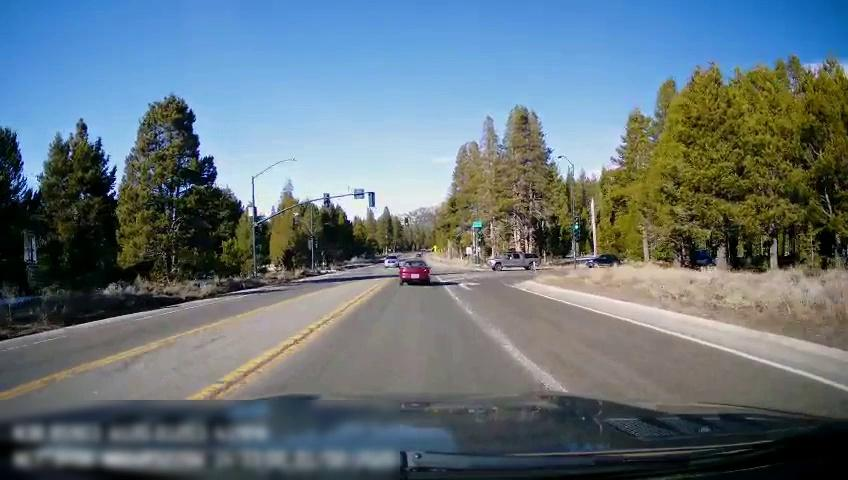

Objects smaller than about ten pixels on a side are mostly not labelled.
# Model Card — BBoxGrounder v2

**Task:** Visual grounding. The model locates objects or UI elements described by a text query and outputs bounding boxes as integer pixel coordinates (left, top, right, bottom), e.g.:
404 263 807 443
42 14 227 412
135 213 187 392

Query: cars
399 260 431 285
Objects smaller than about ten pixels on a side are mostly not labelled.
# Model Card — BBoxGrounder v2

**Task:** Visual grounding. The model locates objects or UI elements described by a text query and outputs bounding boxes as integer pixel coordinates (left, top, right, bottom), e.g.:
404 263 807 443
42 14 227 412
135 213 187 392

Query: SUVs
384 255 400 268
584 254 621 269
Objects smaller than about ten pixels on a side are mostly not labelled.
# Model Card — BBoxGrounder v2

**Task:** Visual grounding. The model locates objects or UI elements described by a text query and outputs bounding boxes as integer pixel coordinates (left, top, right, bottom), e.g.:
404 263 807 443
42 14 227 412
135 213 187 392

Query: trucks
488 251 541 272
